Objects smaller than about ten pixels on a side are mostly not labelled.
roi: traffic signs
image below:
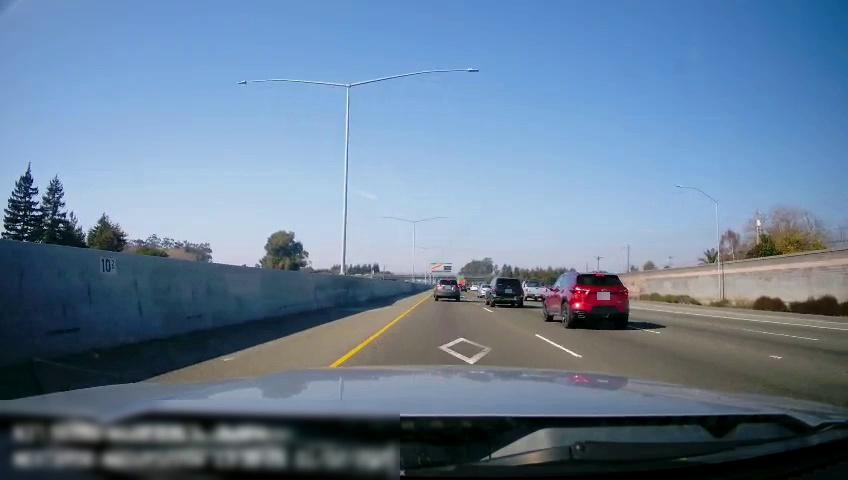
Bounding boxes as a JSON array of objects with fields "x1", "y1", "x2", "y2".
[
  {"x1": 101, "y1": 257, "x2": 116, "y2": 273},
  {"x1": 430, "y1": 262, "x2": 453, "y2": 273}
]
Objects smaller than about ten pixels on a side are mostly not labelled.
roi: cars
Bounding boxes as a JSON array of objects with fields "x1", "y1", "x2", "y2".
[{"x1": 477, "y1": 283, "x2": 490, "y2": 299}]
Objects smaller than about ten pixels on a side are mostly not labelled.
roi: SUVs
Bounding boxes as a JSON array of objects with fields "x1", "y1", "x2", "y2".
[
  {"x1": 542, "y1": 269, "x2": 630, "y2": 329},
  {"x1": 434, "y1": 278, "x2": 461, "y2": 302},
  {"x1": 484, "y1": 276, "x2": 524, "y2": 308}
]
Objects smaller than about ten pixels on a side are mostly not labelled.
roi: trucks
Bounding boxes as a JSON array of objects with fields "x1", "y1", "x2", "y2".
[{"x1": 522, "y1": 279, "x2": 547, "y2": 301}]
